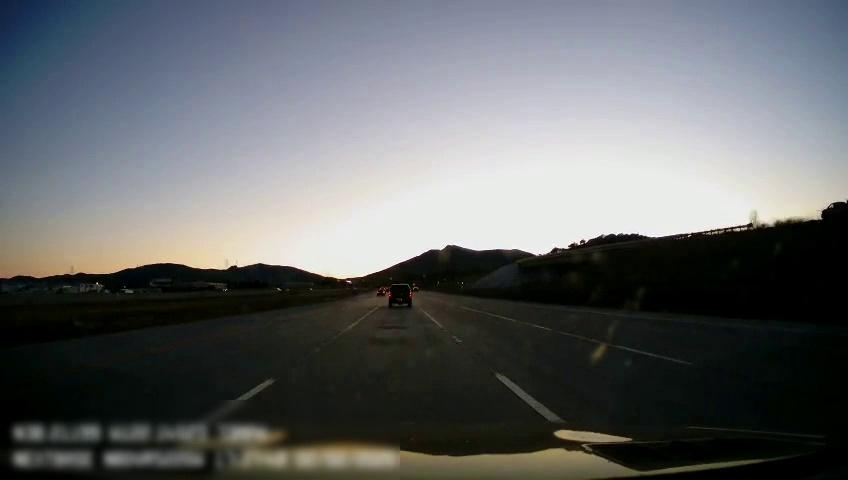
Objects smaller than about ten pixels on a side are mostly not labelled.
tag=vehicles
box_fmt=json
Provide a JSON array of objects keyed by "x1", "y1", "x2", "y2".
[
  {"x1": 820, "y1": 201, "x2": 848, "y2": 222},
  {"x1": 387, "y1": 283, "x2": 413, "y2": 308}
]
